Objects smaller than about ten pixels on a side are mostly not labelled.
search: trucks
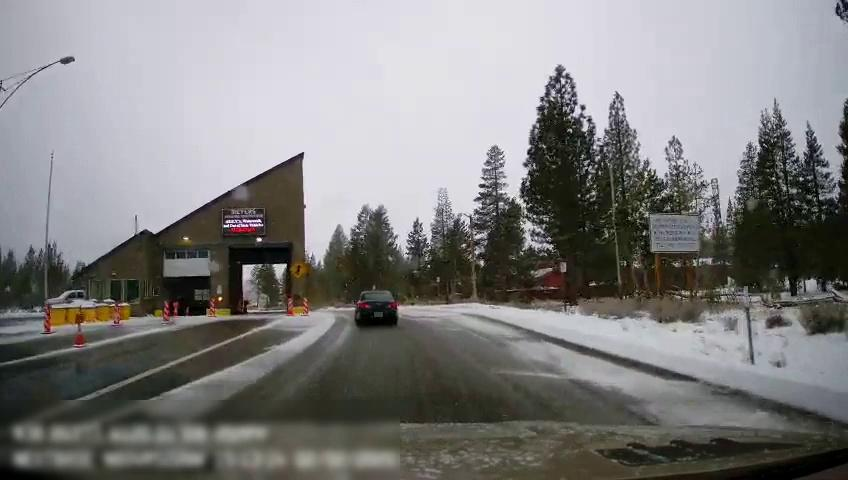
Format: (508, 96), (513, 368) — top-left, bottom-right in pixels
(46, 290), (100, 307)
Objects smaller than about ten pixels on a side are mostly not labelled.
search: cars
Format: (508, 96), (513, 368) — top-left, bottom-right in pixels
(352, 291), (398, 326)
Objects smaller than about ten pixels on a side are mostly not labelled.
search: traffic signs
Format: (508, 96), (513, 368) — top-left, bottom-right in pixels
(649, 212), (701, 253)
(290, 262), (306, 279)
